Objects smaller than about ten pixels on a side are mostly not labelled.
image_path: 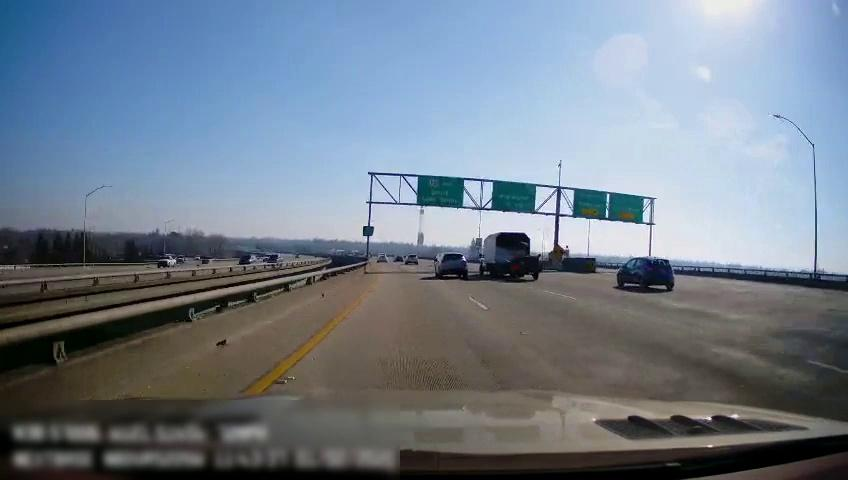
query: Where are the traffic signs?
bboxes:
[362,225,375,237]
[572,188,607,219]
[491,180,536,213]
[417,174,465,208]
[608,192,644,225]
[550,243,567,262]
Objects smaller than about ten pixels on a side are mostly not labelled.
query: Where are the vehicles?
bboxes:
[479,231,544,281]
[616,256,675,292]
[238,255,258,266]
[266,254,284,266]
[156,255,177,269]
[433,251,469,280]
[404,253,419,266]
[376,254,388,264]
[393,255,404,263]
